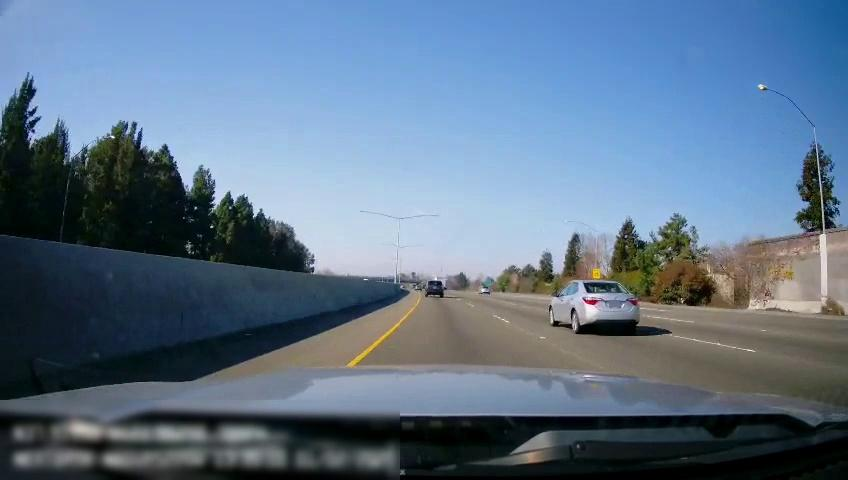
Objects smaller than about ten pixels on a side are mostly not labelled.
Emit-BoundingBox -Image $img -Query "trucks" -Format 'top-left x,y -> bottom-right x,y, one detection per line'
434,278 -> 446,290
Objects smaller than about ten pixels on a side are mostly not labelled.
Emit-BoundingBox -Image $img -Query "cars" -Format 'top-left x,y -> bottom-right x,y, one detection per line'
480,286 -> 491,294
548,280 -> 641,334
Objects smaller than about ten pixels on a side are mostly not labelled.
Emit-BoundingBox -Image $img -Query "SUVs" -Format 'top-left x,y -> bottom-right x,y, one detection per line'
424,280 -> 444,298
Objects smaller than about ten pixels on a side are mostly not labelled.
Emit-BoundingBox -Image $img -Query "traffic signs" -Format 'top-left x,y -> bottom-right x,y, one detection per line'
592,268 -> 600,279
